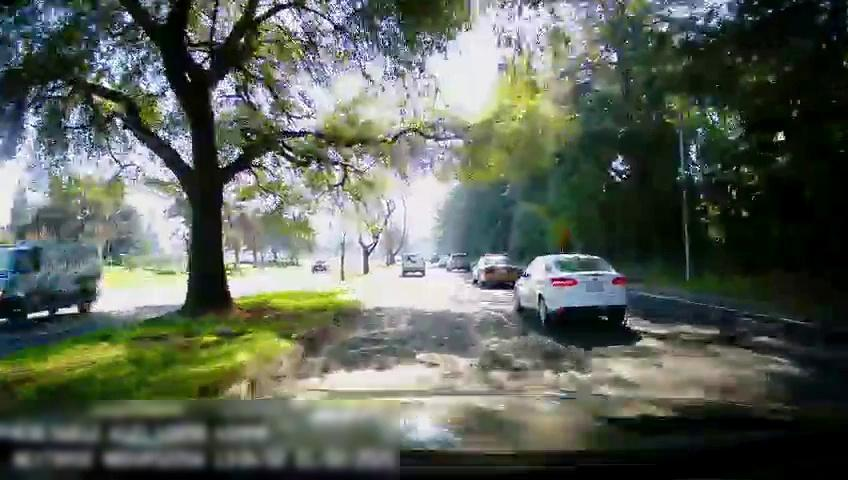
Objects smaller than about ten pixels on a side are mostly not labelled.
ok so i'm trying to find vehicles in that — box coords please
[401,253,428,277]
[510,254,628,333]
[446,251,471,271]
[471,254,521,288]
[438,255,447,268]
[311,260,328,274]
[0,238,104,325]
